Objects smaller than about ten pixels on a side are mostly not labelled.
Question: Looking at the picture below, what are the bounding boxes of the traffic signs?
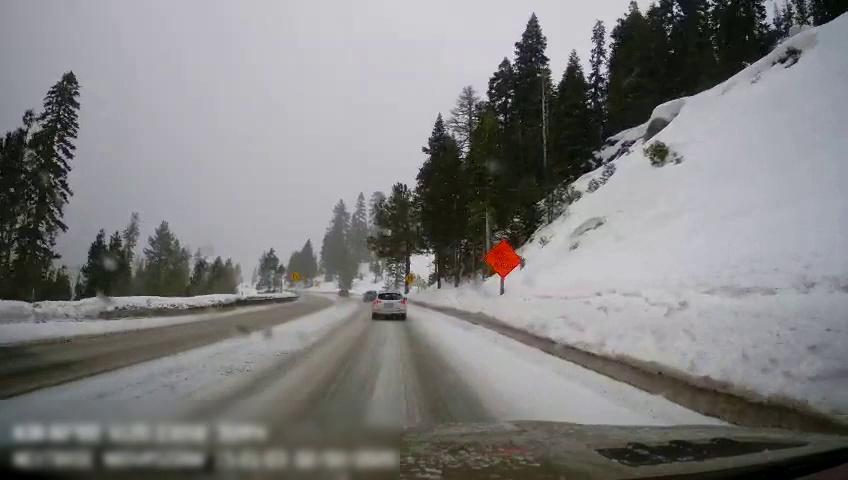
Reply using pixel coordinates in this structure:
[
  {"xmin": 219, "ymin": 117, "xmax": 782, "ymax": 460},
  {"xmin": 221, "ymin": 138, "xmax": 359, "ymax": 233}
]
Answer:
[
  {"xmin": 291, "ymin": 271, "xmax": 301, "ymax": 283},
  {"xmin": 482, "ymin": 239, "xmax": 523, "ymax": 281},
  {"xmin": 404, "ymin": 274, "xmax": 416, "ymax": 287}
]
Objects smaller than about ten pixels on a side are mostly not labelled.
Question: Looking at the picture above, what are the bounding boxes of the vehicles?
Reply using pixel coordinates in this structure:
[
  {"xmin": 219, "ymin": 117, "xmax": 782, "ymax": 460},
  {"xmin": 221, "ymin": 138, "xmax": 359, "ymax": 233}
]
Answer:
[
  {"xmin": 363, "ymin": 290, "xmax": 378, "ymax": 303},
  {"xmin": 339, "ymin": 288, "xmax": 350, "ymax": 297},
  {"xmin": 370, "ymin": 291, "xmax": 409, "ymax": 322}
]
